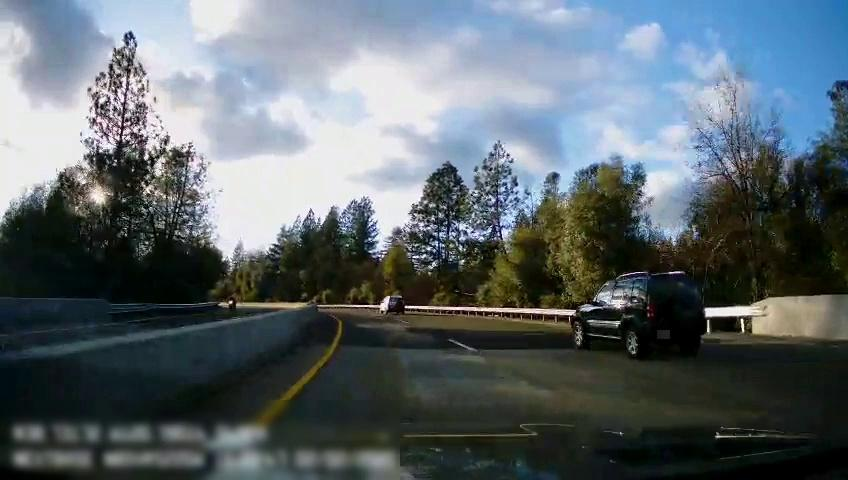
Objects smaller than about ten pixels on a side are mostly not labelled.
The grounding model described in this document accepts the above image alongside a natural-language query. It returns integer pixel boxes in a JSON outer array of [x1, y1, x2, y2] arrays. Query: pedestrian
[[230, 296, 236, 308]]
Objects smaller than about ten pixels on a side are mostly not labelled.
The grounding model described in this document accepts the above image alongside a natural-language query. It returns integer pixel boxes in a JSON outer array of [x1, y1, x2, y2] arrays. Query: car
[[379, 295, 405, 315]]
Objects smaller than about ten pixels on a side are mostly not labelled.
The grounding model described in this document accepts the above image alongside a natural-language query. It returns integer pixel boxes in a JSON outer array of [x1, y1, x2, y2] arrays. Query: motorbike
[[226, 299, 237, 311]]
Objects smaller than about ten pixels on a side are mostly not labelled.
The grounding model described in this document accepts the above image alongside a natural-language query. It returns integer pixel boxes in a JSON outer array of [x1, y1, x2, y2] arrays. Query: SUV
[[569, 270, 709, 361]]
